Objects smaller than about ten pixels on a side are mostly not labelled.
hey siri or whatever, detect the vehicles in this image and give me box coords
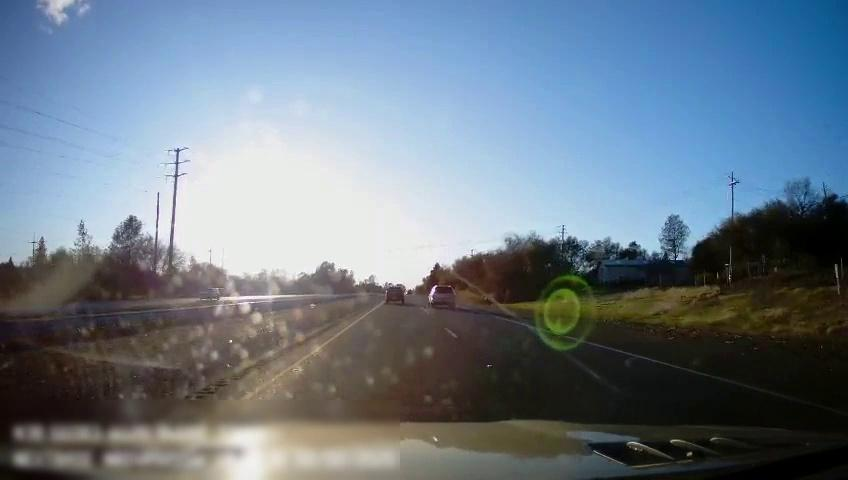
[385,286,405,304]
[427,285,456,308]
[200,288,220,300]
